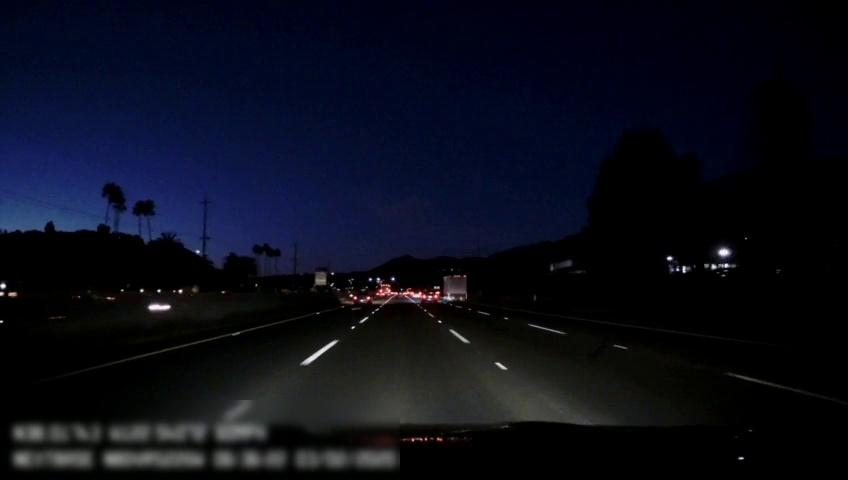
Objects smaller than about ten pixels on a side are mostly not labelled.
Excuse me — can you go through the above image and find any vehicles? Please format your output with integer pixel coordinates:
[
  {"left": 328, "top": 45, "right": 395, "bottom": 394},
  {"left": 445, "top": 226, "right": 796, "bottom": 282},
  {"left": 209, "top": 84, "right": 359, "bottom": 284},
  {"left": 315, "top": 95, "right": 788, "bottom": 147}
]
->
[
  {"left": 441, "top": 275, "right": 468, "bottom": 302},
  {"left": 140, "top": 297, "right": 179, "bottom": 315},
  {"left": 421, "top": 290, "right": 438, "bottom": 304},
  {"left": 353, "top": 289, "right": 373, "bottom": 305},
  {"left": 396, "top": 287, "right": 410, "bottom": 299},
  {"left": 376, "top": 287, "right": 390, "bottom": 298}
]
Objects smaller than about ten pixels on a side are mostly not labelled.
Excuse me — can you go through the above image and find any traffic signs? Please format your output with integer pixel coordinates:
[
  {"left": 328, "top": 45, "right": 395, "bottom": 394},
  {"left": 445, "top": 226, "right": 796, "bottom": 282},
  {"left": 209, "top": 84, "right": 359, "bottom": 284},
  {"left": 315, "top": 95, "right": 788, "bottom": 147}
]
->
[{"left": 316, "top": 271, "right": 328, "bottom": 286}]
